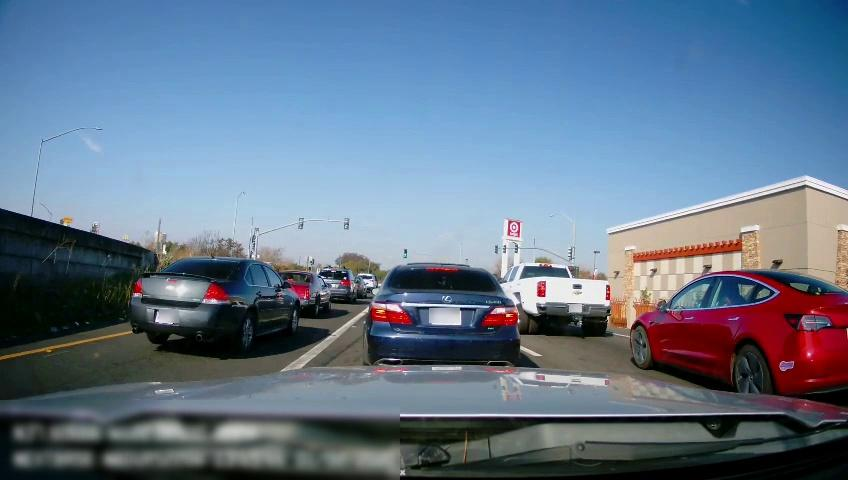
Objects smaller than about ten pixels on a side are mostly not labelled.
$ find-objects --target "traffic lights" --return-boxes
[343,217,351,231]
[502,244,508,255]
[567,265,578,280]
[573,265,581,280]
[513,243,520,254]
[494,244,500,255]
[298,217,305,230]
[567,247,574,262]
[403,248,409,259]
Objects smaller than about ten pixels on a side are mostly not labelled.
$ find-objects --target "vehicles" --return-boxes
[372,274,379,289]
[274,269,334,317]
[317,264,360,305]
[127,255,304,352]
[356,272,377,294]
[361,262,523,369]
[496,262,613,336]
[628,267,848,397]
[352,275,369,300]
